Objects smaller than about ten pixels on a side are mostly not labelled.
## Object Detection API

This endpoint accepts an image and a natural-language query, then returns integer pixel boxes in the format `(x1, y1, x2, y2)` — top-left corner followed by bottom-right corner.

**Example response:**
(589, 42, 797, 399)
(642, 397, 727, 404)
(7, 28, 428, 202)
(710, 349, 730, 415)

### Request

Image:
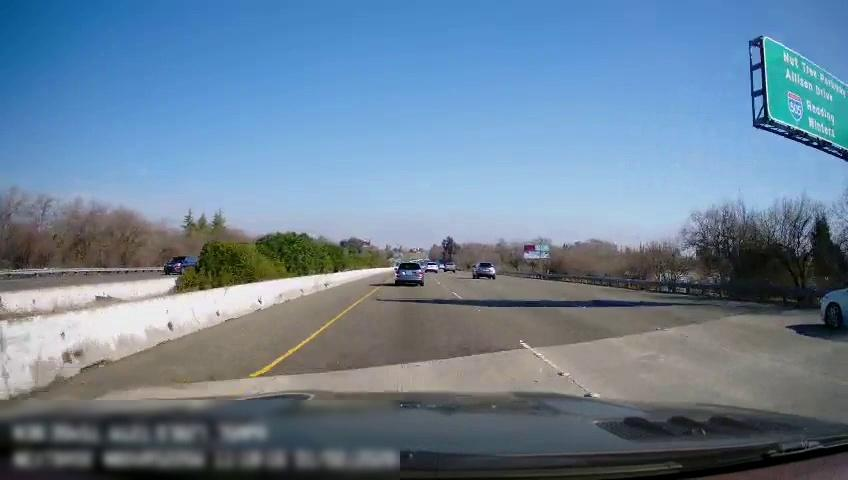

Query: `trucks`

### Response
(444, 263, 457, 272)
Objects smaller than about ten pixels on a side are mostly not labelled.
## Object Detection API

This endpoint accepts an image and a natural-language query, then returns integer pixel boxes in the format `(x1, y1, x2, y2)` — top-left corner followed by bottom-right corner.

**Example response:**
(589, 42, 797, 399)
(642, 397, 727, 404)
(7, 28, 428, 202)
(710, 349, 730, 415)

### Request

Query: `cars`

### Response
(819, 287, 848, 330)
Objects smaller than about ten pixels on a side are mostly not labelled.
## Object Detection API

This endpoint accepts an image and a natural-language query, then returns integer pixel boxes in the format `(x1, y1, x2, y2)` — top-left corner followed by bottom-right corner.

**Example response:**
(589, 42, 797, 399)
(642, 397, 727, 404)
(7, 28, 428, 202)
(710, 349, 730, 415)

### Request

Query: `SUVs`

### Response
(163, 256, 194, 275)
(471, 262, 496, 280)
(425, 262, 439, 274)
(394, 262, 425, 286)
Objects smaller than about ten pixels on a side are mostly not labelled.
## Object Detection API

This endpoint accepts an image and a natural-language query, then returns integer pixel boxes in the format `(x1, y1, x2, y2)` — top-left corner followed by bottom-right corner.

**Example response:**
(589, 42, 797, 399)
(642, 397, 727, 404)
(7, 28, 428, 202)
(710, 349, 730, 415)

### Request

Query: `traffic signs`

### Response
(764, 35, 848, 150)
